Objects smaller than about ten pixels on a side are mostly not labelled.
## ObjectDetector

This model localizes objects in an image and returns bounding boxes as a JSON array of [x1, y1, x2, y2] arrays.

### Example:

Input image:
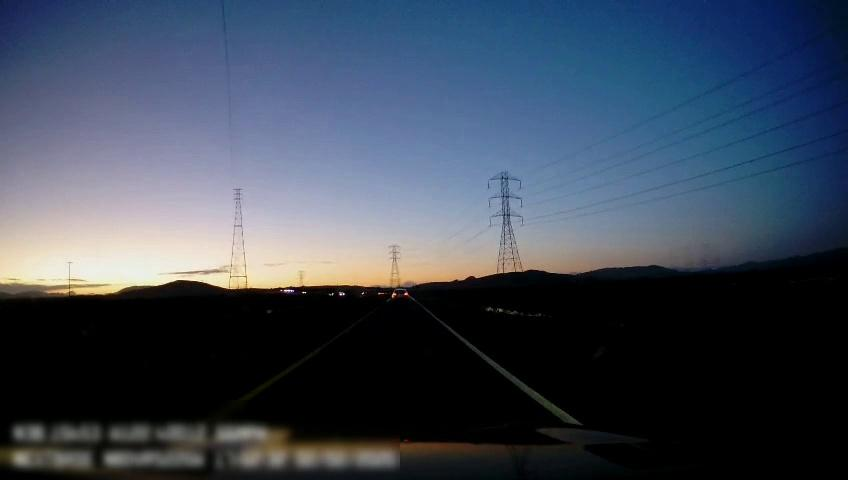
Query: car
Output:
[[392, 288, 410, 302]]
